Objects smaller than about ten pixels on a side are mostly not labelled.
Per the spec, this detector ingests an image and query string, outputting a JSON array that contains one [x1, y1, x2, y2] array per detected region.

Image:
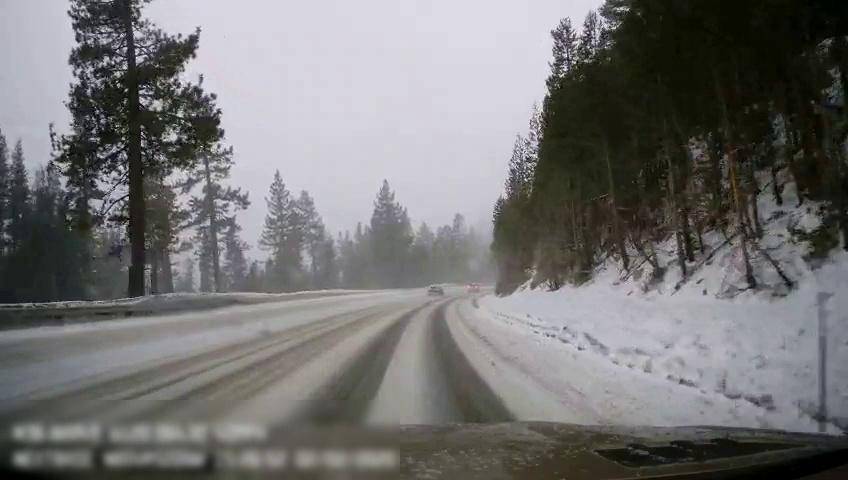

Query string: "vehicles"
[[467, 283, 480, 293], [427, 284, 445, 296]]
